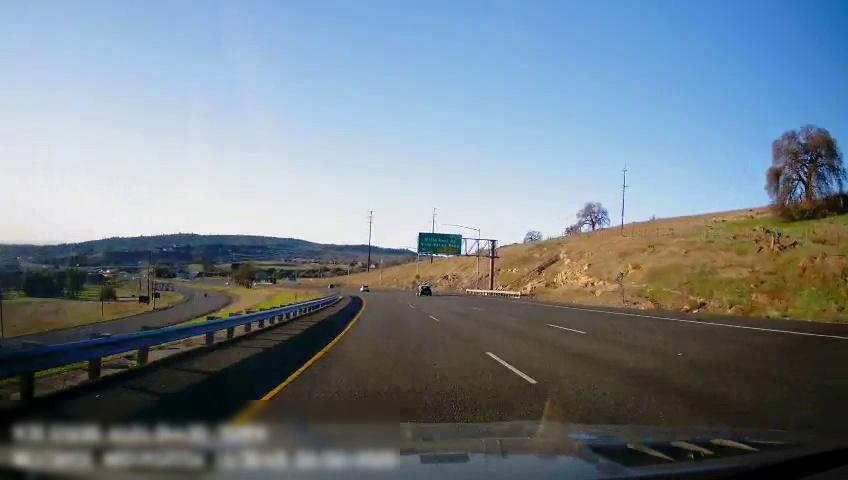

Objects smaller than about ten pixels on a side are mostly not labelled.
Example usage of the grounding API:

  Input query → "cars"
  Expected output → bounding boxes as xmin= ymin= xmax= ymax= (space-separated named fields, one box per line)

xmin=416 ymin=284 xmax=432 ymax=296
xmin=360 ymin=285 xmax=370 ymax=293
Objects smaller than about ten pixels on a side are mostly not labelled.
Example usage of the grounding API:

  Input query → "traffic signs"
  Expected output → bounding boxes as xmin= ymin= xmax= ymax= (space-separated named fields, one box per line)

xmin=417 ymin=232 xmax=463 ymax=255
